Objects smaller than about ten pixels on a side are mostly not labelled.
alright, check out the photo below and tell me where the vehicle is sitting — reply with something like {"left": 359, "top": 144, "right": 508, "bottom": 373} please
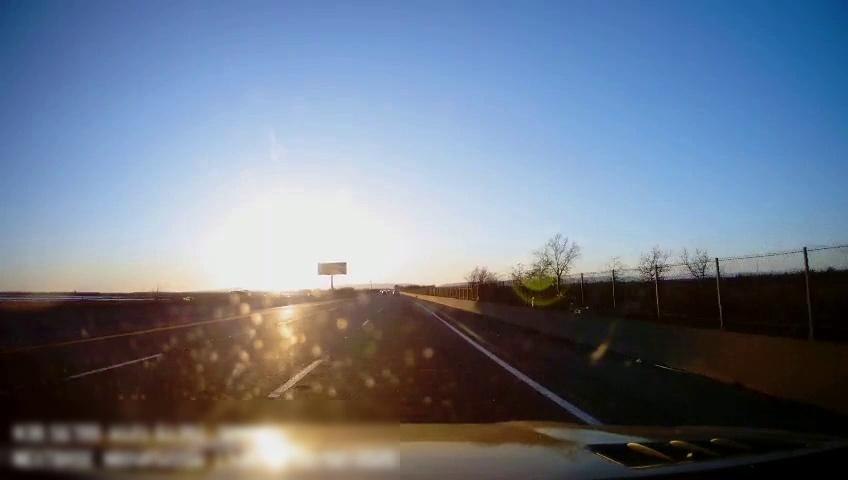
{"left": 226, "top": 290, "right": 251, "bottom": 300}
